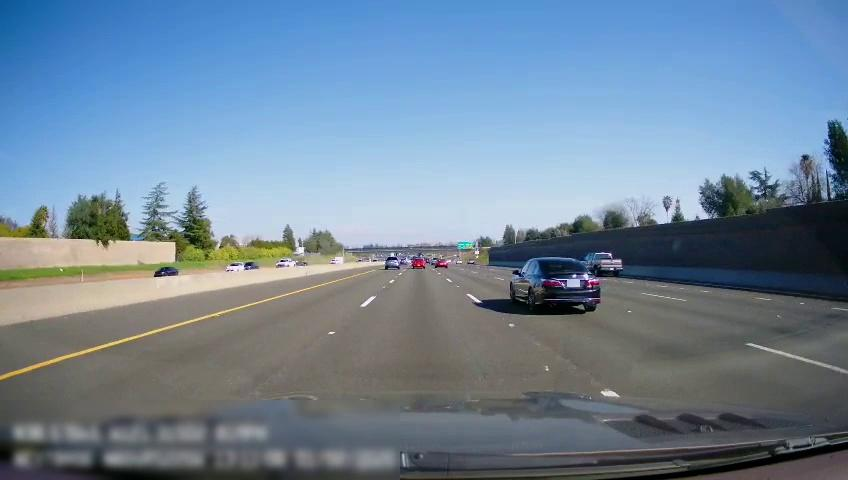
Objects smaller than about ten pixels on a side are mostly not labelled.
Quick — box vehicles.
[276,257,297,269]
[244,261,259,271]
[225,262,245,272]
[508,257,602,316]
[412,257,427,268]
[295,260,308,267]
[384,255,402,271]
[329,256,345,264]
[153,266,179,278]
[579,252,623,277]
[433,257,448,268]
[431,257,438,265]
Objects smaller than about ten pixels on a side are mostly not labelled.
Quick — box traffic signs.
[456,241,476,251]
